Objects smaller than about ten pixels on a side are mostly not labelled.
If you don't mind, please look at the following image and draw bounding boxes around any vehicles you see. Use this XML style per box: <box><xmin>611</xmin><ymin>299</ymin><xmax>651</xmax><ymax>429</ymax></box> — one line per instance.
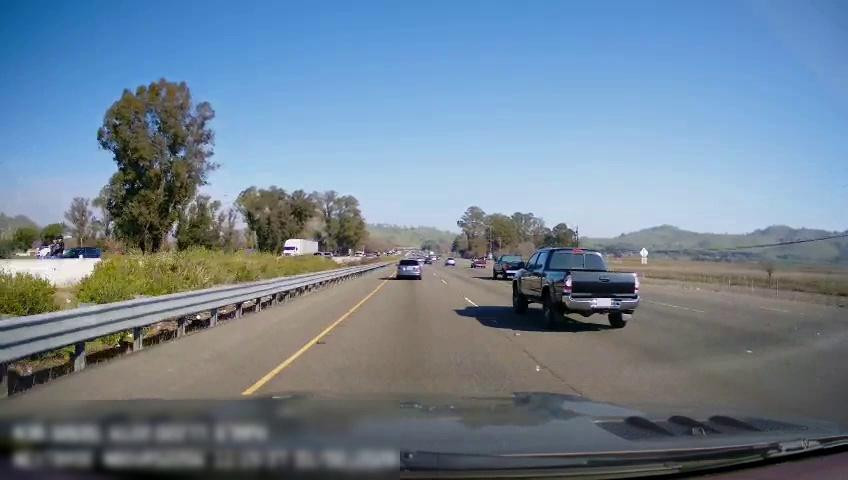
<box><xmin>510</xmin><ymin>246</ymin><xmax>640</xmax><ymax>330</ymax></box>
<box><xmin>444</xmin><ymin>256</ymin><xmax>456</xmax><ymax>266</ymax></box>
<box><xmin>281</xmin><ymin>238</ymin><xmax>319</xmax><ymax>257</ymax></box>
<box><xmin>492</xmin><ymin>255</ymin><xmax>527</xmax><ymax>280</ymax></box>
<box><xmin>470</xmin><ymin>256</ymin><xmax>486</xmax><ymax>269</ymax></box>
<box><xmin>312</xmin><ymin>251</ymin><xmax>334</xmax><ymax>257</ymax></box>
<box><xmin>396</xmin><ymin>258</ymin><xmax>423</xmax><ymax>280</ymax></box>
<box><xmin>60</xmin><ymin>246</ymin><xmax>103</xmax><ymax>259</ymax></box>
<box><xmin>354</xmin><ymin>250</ymin><xmax>367</xmax><ymax>258</ymax></box>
